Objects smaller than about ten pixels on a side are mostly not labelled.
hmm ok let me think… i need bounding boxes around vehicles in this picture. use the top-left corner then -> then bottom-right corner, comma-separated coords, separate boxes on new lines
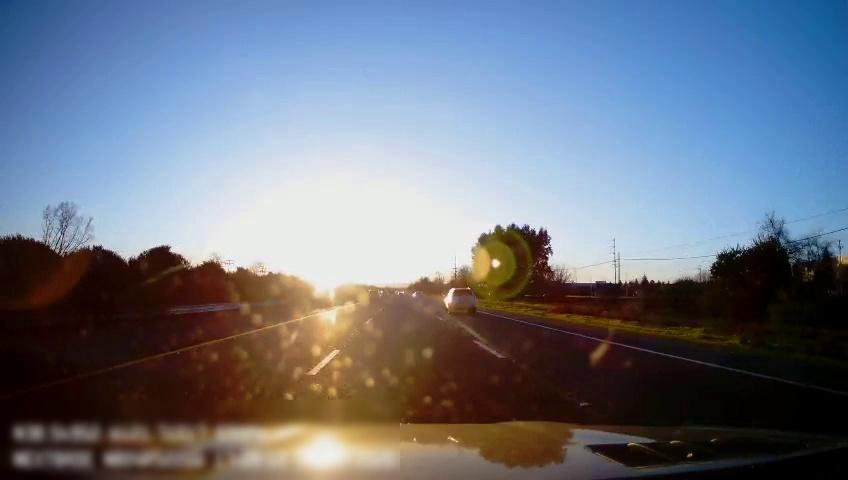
443,287 -> 479,315
367,290 -> 381,301
412,291 -> 424,299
